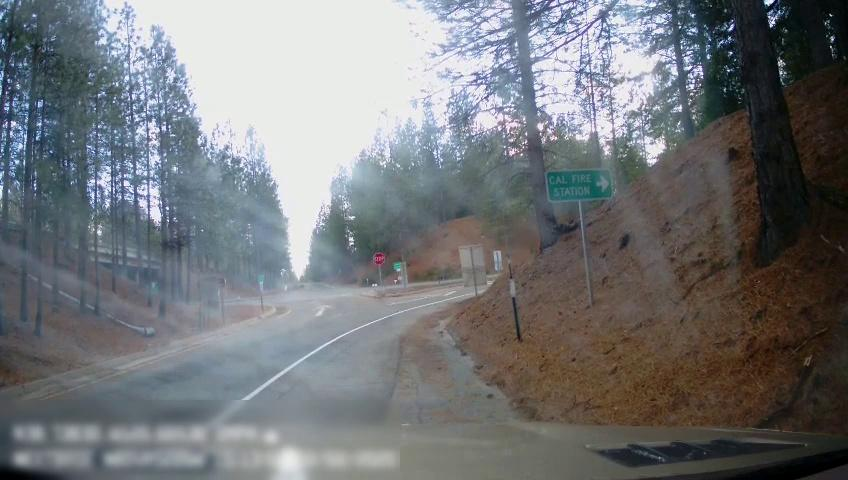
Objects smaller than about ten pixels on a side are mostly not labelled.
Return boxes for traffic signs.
[543,170,615,203]
[393,262,406,272]
[372,252,386,266]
